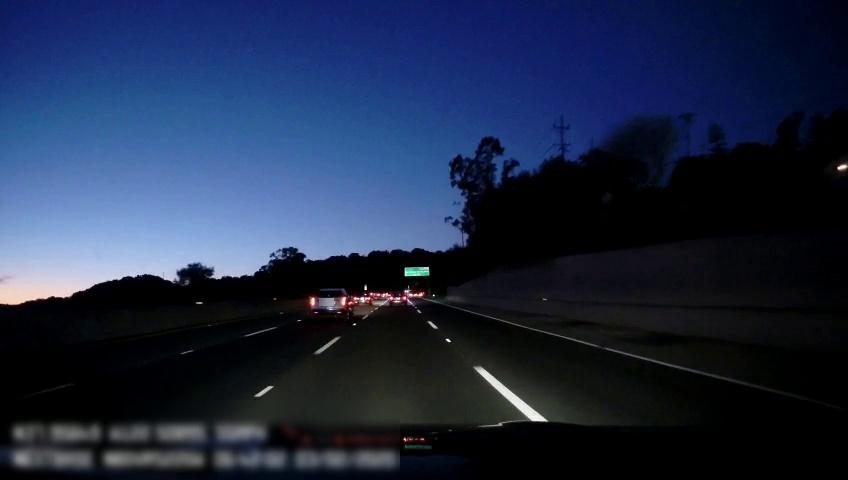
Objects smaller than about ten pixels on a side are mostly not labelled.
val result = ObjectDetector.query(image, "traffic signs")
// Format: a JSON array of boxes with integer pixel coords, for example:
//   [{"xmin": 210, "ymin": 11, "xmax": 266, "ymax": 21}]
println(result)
[{"xmin": 405, "ymin": 267, "xmax": 430, "ymax": 276}]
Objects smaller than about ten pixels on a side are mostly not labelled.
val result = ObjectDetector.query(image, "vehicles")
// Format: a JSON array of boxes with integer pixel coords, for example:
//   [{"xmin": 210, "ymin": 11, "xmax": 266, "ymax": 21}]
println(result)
[
  {"xmin": 353, "ymin": 290, "xmax": 373, "ymax": 307},
  {"xmin": 308, "ymin": 287, "xmax": 355, "ymax": 323},
  {"xmin": 409, "ymin": 288, "xmax": 423, "ymax": 301},
  {"xmin": 389, "ymin": 291, "xmax": 408, "ymax": 308}
]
